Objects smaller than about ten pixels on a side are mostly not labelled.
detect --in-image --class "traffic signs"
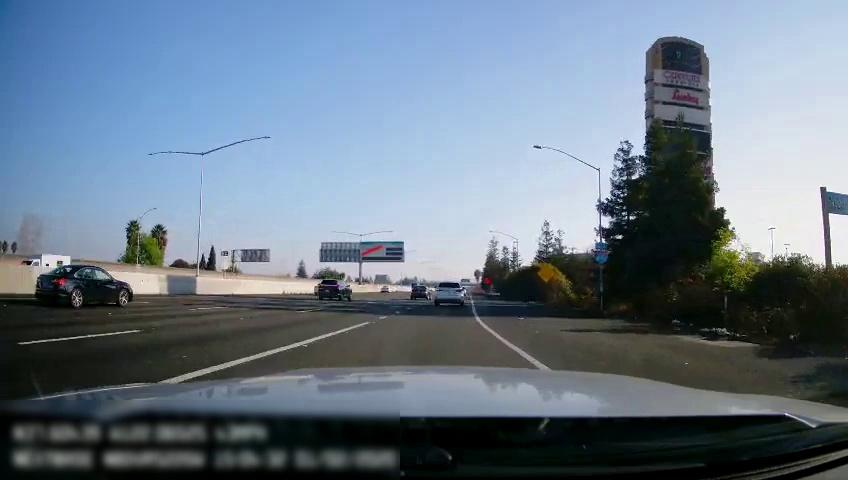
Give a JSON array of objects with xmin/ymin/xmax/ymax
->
[{"xmin": 539, "ymin": 263, "xmax": 554, "ymax": 282}]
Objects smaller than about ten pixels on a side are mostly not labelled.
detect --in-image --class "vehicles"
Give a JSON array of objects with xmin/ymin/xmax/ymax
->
[
  {"xmin": 380, "ymin": 285, "xmax": 392, "ymax": 294},
  {"xmin": 312, "ymin": 283, "xmax": 320, "ymax": 296},
  {"xmin": 434, "ymin": 281, "xmax": 465, "ymax": 308},
  {"xmin": 318, "ymin": 279, "xmax": 353, "ymax": 302},
  {"xmin": 410, "ymin": 285, "xmax": 433, "ymax": 301},
  {"xmin": 21, "ymin": 254, "xmax": 71, "ymax": 268},
  {"xmin": 412, "ymin": 283, "xmax": 422, "ymax": 286},
  {"xmin": 35, "ymin": 264, "xmax": 133, "ymax": 310}
]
